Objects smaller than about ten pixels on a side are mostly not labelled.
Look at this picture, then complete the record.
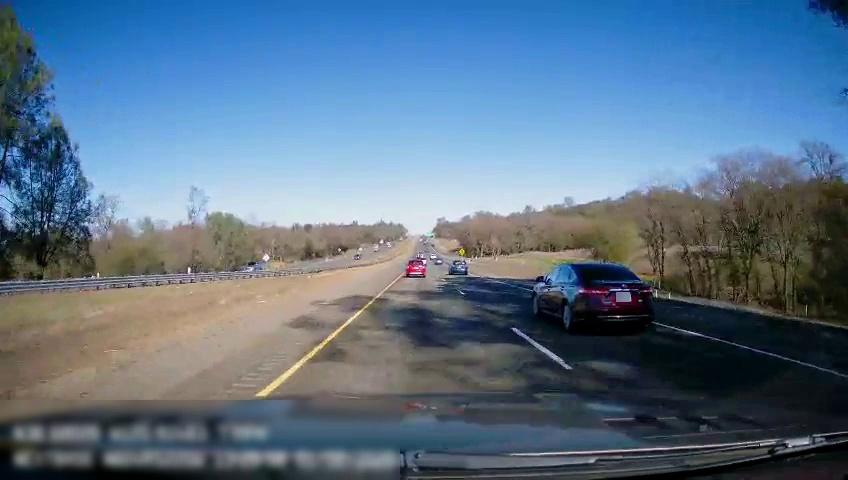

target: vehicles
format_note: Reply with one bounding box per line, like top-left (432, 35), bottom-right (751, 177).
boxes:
top-left (406, 260), bottom-right (426, 277)
top-left (449, 261), bottom-right (468, 275)
top-left (530, 262), bottom-right (655, 334)
top-left (241, 262), bottom-right (264, 275)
